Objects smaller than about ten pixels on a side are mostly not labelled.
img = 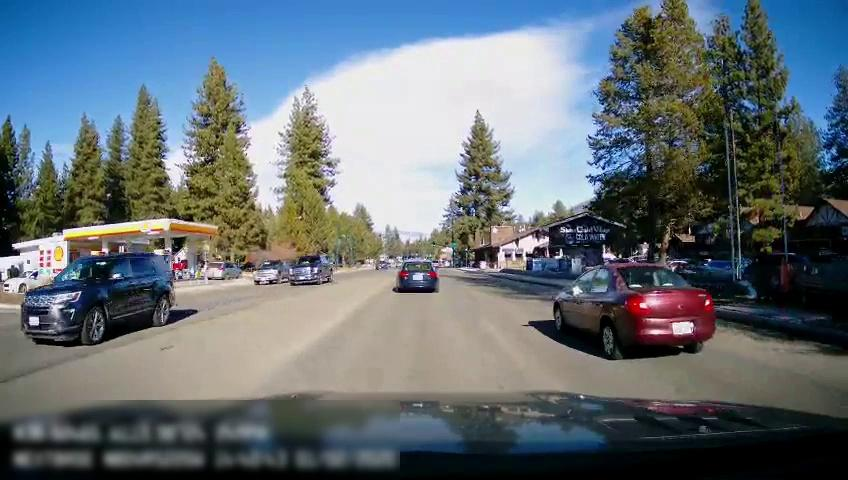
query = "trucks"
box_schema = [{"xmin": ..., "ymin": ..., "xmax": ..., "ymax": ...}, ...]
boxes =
[{"xmin": 288, "ymin": 256, "xmax": 335, "ymax": 286}]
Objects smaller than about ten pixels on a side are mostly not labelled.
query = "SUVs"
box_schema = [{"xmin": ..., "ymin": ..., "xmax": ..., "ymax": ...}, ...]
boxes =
[
  {"xmin": 204, "ymin": 260, "xmax": 242, "ymax": 280},
  {"xmin": 19, "ymin": 252, "xmax": 175, "ymax": 347}
]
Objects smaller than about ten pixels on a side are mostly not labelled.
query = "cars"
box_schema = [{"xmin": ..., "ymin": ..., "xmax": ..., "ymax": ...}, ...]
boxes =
[
  {"xmin": 398, "ymin": 260, "xmax": 438, "ymax": 292},
  {"xmin": 550, "ymin": 262, "xmax": 718, "ymax": 359},
  {"xmin": 4, "ymin": 269, "xmax": 55, "ymax": 293},
  {"xmin": 254, "ymin": 259, "xmax": 290, "ymax": 286}
]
